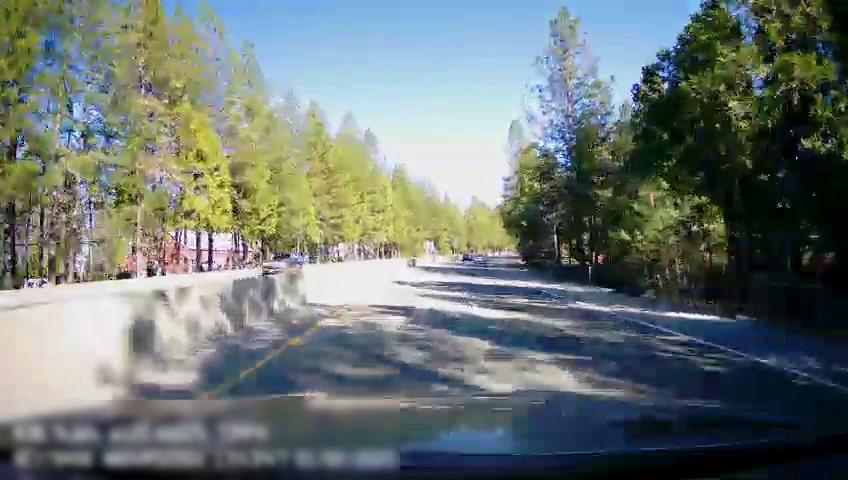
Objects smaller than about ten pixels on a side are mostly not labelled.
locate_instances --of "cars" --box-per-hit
[462,252,475,262]
[474,255,488,265]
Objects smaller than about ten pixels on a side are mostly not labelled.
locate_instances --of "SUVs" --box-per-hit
[261,252,306,277]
